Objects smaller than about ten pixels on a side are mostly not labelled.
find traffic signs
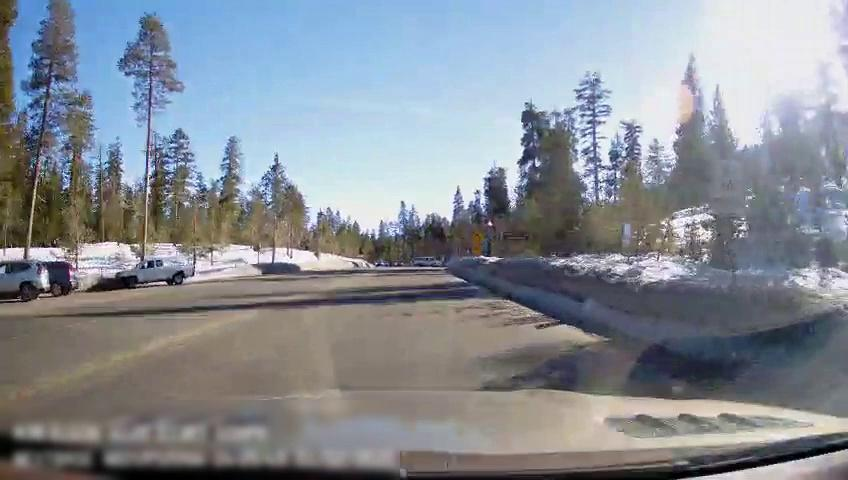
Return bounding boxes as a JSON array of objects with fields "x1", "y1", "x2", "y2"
[{"x1": 472, "y1": 232, "x2": 484, "y2": 247}]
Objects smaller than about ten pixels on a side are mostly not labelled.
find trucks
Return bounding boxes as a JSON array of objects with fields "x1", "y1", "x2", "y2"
[{"x1": 113, "y1": 257, "x2": 194, "y2": 287}]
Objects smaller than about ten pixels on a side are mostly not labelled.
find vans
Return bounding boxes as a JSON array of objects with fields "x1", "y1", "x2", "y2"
[{"x1": 414, "y1": 256, "x2": 442, "y2": 267}]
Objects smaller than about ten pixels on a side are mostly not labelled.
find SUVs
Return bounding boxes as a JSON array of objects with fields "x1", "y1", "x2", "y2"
[
  {"x1": 0, "y1": 259, "x2": 51, "y2": 302},
  {"x1": 38, "y1": 260, "x2": 77, "y2": 298}
]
